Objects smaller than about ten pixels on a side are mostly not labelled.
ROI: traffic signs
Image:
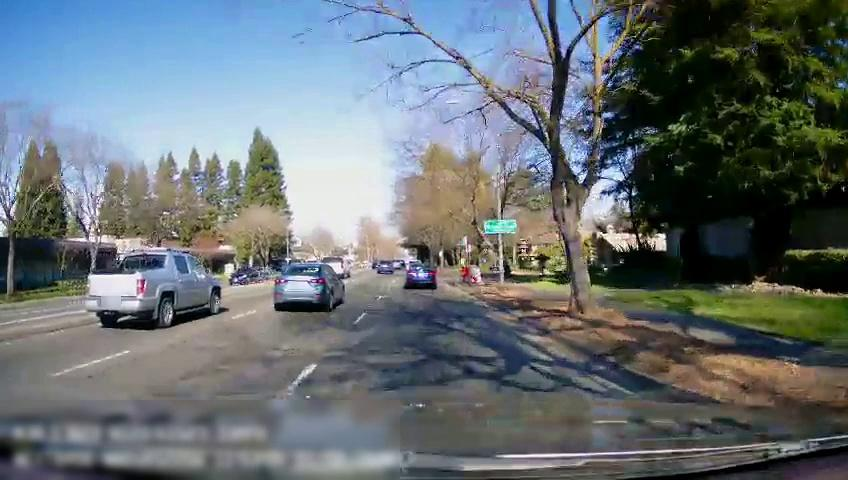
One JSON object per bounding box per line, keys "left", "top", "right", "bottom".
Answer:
{"left": 483, "top": 216, "right": 518, "bottom": 235}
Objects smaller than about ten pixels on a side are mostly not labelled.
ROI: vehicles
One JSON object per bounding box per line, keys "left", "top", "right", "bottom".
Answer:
{"left": 403, "top": 264, "right": 437, "bottom": 290}
{"left": 392, "top": 260, "right": 401, "bottom": 271}
{"left": 377, "top": 260, "right": 395, "bottom": 274}
{"left": 320, "top": 256, "right": 351, "bottom": 280}
{"left": 271, "top": 263, "right": 346, "bottom": 313}
{"left": 228, "top": 266, "right": 263, "bottom": 285}
{"left": 86, "top": 247, "right": 226, "bottom": 332}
